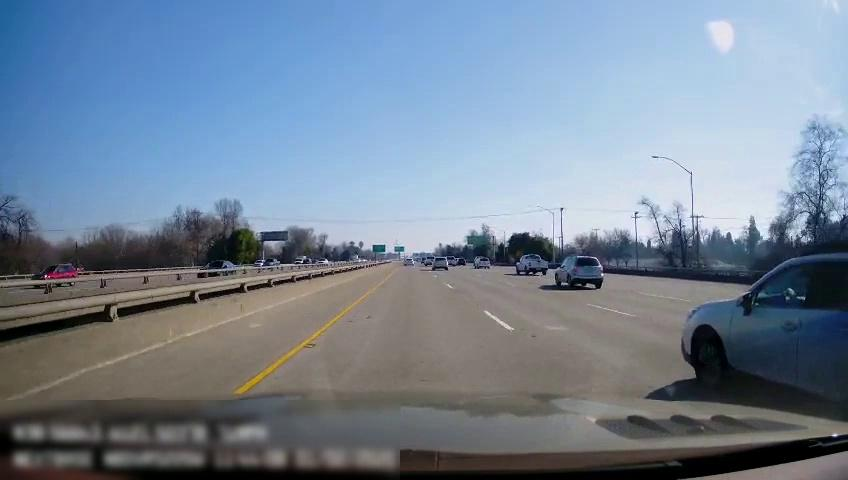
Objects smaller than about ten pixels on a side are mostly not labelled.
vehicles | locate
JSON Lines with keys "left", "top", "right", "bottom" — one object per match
{"left": 30, "top": 263, "right": 81, "bottom": 288}
{"left": 473, "top": 256, "right": 491, "bottom": 270}
{"left": 196, "top": 260, "right": 240, "bottom": 279}
{"left": 432, "top": 256, "right": 449, "bottom": 272}
{"left": 294, "top": 256, "right": 308, "bottom": 266}
{"left": 261, "top": 258, "right": 281, "bottom": 271}
{"left": 302, "top": 258, "right": 313, "bottom": 266}
{"left": 445, "top": 255, "right": 457, "bottom": 267}
{"left": 678, "top": 252, "right": 848, "bottom": 409}
{"left": 253, "top": 259, "right": 267, "bottom": 269}
{"left": 515, "top": 254, "right": 549, "bottom": 276}
{"left": 554, "top": 255, "right": 605, "bottom": 290}
{"left": 423, "top": 256, "right": 435, "bottom": 267}
{"left": 456, "top": 258, "right": 466, "bottom": 266}
{"left": 317, "top": 258, "right": 329, "bottom": 265}
{"left": 403, "top": 258, "right": 414, "bottom": 266}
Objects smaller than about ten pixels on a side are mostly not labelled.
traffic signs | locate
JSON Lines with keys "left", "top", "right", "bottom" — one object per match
{"left": 371, "top": 244, "right": 387, "bottom": 253}
{"left": 262, "top": 230, "right": 289, "bottom": 242}
{"left": 394, "top": 245, "right": 405, "bottom": 253}
{"left": 467, "top": 234, "right": 489, "bottom": 246}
